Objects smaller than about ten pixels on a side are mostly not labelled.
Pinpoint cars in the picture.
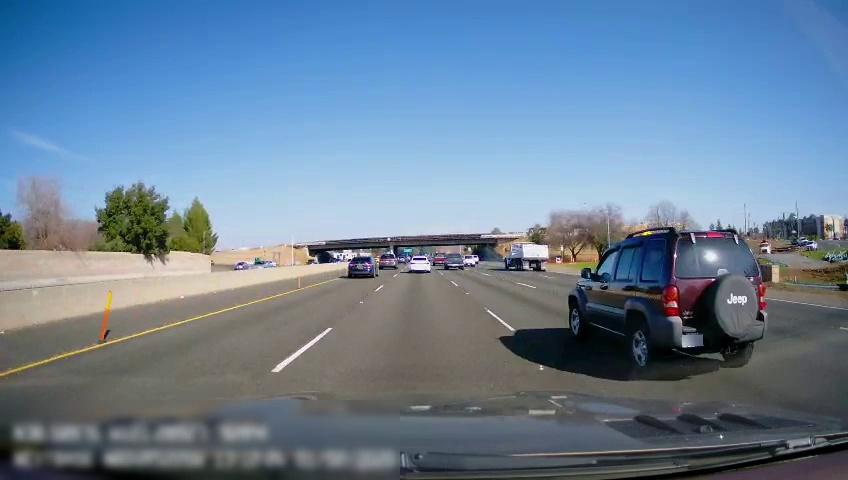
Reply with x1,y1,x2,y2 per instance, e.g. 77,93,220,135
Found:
347,256,379,279
264,259,277,268
408,255,432,274
233,261,250,271
460,254,476,268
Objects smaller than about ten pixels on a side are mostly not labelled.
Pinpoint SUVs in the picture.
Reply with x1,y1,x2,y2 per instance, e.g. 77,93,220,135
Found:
378,253,398,270
567,225,769,370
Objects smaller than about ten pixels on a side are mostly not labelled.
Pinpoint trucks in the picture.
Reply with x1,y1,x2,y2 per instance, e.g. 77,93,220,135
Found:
432,252,449,267
504,241,550,272
443,253,464,271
